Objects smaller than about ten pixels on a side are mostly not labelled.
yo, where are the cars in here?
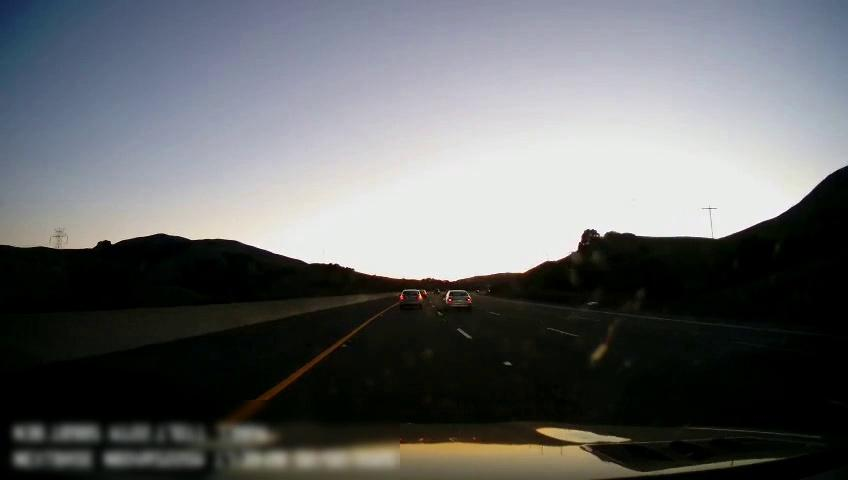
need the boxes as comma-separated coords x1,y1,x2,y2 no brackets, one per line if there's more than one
399,289,423,309
443,290,472,312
